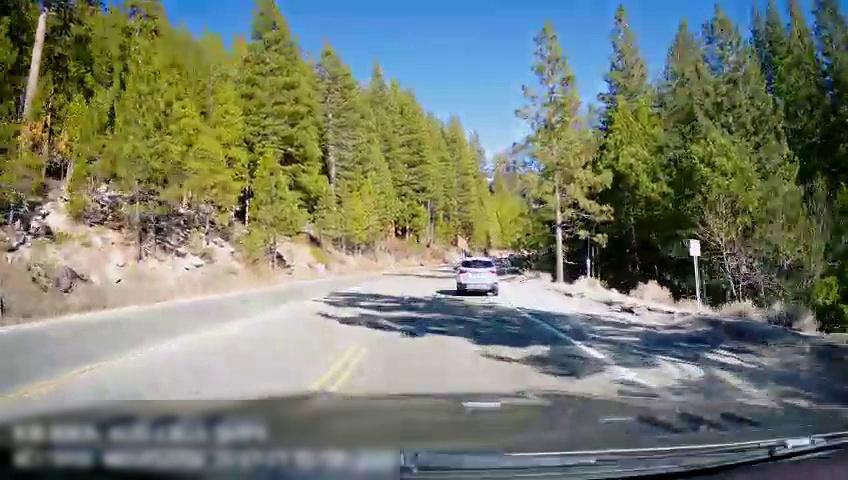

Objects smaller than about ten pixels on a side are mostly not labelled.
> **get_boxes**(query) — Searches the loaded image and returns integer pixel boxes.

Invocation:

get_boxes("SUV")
[452,256,500,297]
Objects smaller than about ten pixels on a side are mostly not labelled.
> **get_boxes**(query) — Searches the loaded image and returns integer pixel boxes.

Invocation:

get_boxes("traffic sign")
[689,238,701,257]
